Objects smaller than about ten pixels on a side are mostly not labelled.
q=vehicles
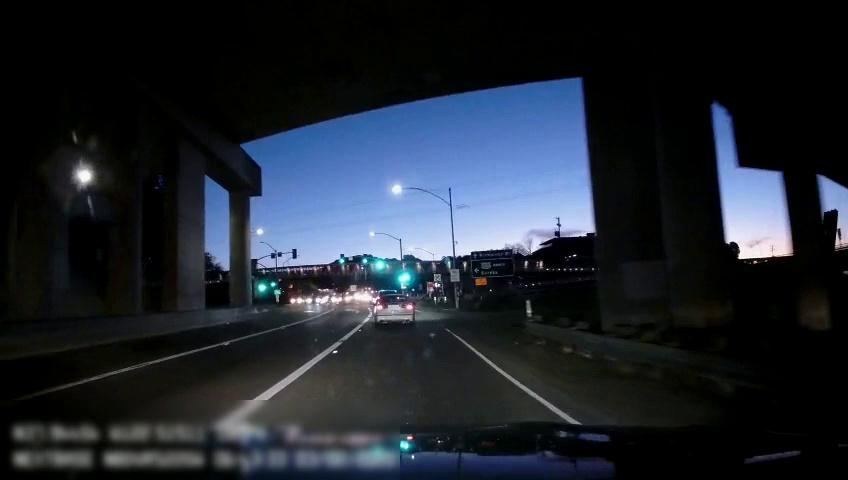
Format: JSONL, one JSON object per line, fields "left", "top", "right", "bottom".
{"left": 379, "top": 289, "right": 397, "bottom": 295}
{"left": 372, "top": 293, "right": 416, "bottom": 328}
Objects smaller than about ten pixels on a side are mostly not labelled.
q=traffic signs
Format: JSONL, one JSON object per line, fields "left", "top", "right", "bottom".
{"left": 476, "top": 278, "right": 489, "bottom": 287}
{"left": 449, "top": 268, "right": 461, "bottom": 282}
{"left": 470, "top": 250, "right": 516, "bottom": 277}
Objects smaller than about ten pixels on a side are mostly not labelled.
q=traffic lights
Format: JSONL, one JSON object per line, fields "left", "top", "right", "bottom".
{"left": 339, "top": 254, "right": 345, "bottom": 265}
{"left": 291, "top": 248, "right": 297, "bottom": 259}
{"left": 402, "top": 271, "right": 409, "bottom": 284}
{"left": 376, "top": 258, "right": 381, "bottom": 270}
{"left": 362, "top": 253, "right": 368, "bottom": 264}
